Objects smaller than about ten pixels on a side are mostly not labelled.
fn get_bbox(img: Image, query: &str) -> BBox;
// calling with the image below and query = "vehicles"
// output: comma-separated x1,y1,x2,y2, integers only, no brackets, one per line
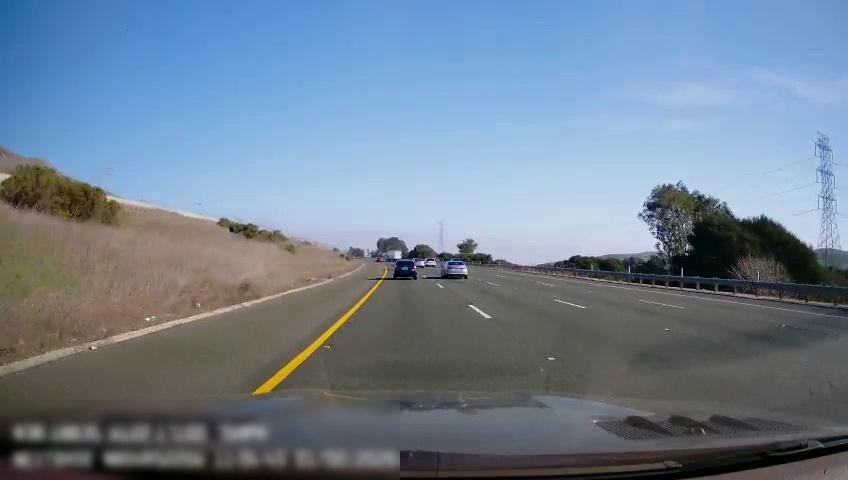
393,259,417,280
385,250,402,262
422,257,436,266
411,259,425,268
441,261,468,280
